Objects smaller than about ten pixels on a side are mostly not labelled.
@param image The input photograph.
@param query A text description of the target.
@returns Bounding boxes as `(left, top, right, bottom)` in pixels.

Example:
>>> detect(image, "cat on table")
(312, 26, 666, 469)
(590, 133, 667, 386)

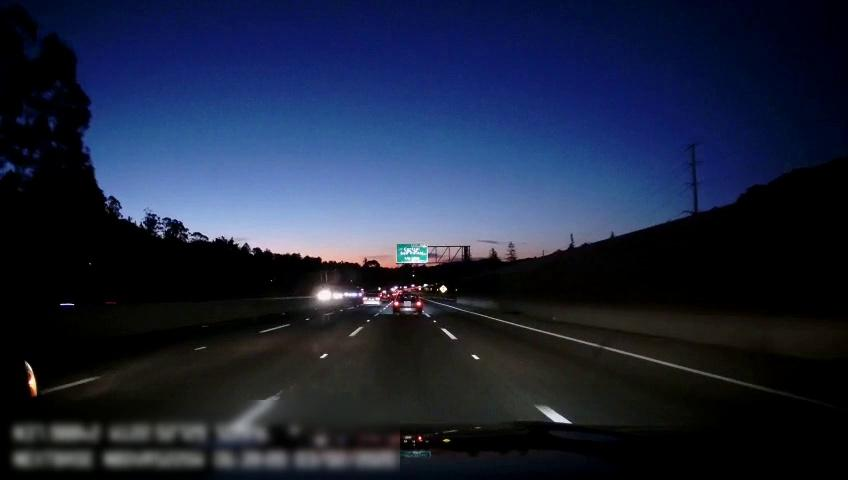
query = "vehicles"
(333, 293, 345, 300)
(51, 292, 118, 309)
(318, 291, 332, 299)
(379, 292, 391, 302)
(392, 293, 422, 318)
(0, 349, 39, 438)
(362, 293, 382, 309)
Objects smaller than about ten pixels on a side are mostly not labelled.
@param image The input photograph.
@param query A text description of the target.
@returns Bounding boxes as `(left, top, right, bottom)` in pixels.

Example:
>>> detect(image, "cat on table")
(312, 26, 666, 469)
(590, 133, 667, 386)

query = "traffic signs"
(396, 243, 428, 264)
